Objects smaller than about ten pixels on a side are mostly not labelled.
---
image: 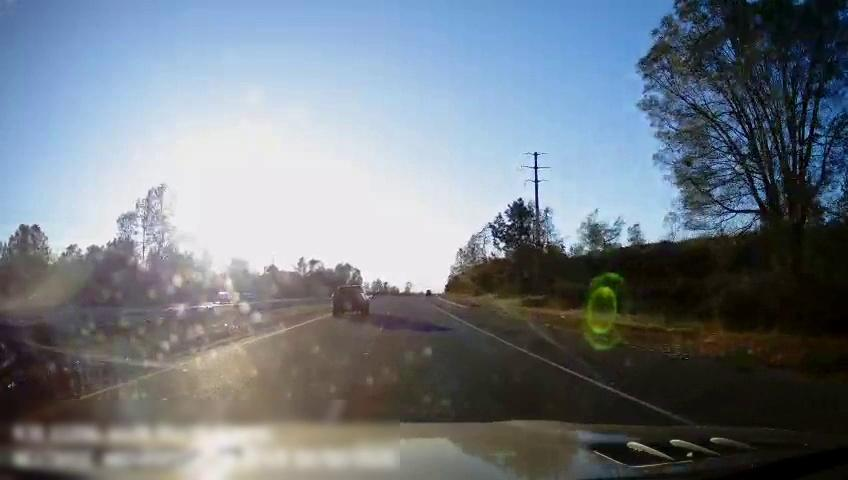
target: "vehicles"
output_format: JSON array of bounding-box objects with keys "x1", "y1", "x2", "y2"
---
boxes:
[
  {"x1": 212, "y1": 292, "x2": 232, "y2": 304},
  {"x1": 332, "y1": 285, "x2": 370, "y2": 317}
]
